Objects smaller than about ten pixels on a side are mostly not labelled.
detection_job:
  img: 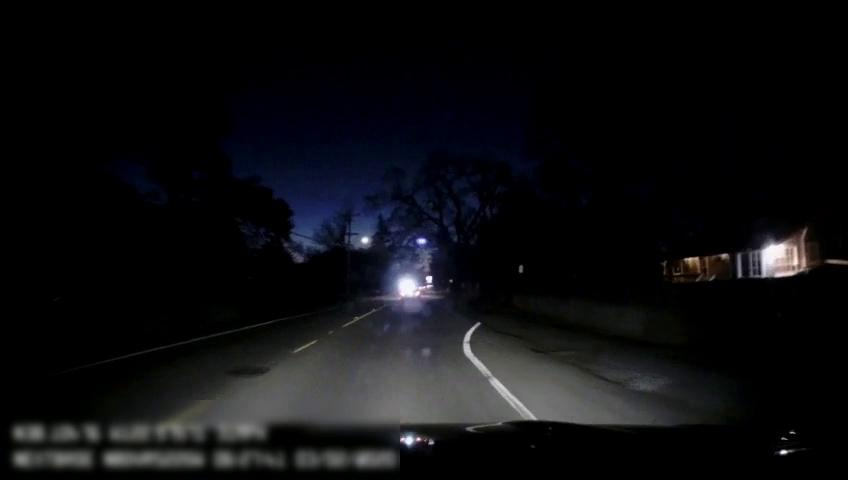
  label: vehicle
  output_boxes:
[400,284,421,303]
